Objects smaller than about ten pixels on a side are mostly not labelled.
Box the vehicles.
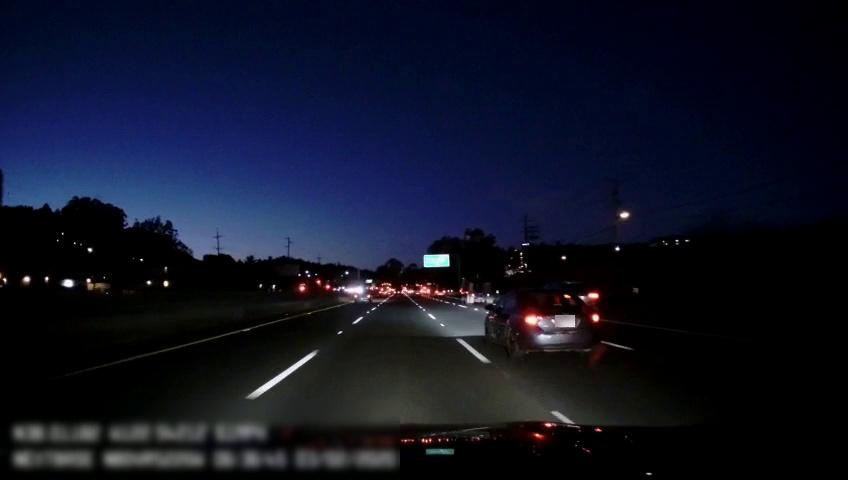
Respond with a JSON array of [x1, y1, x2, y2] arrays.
[[543, 281, 602, 324], [465, 292, 488, 305], [353, 288, 373, 304], [484, 287, 595, 360]]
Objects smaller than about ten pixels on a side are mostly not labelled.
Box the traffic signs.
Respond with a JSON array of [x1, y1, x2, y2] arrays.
[[423, 253, 450, 268]]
